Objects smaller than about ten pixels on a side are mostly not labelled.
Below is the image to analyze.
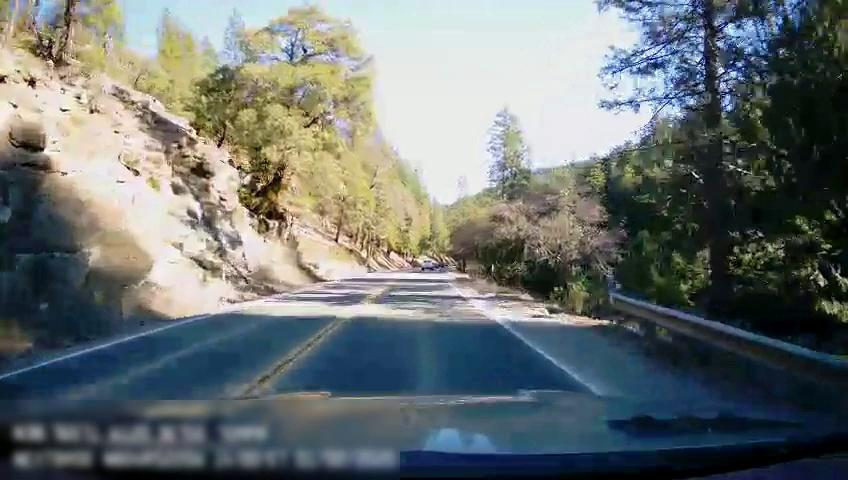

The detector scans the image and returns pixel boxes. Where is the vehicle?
[421,258,435,271]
